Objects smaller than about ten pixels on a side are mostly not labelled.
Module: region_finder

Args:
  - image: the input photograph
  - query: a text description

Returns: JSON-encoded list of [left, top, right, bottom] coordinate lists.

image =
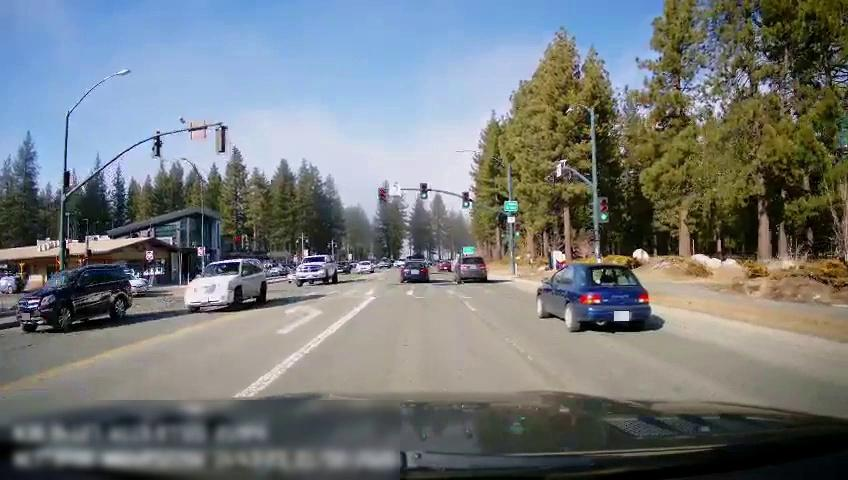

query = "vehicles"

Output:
[[452, 257, 489, 284], [336, 262, 352, 276], [537, 263, 652, 332], [295, 256, 338, 287], [400, 258, 430, 283], [0, 274, 23, 295], [437, 262, 451, 273], [125, 271, 152, 296], [378, 258, 394, 271], [14, 264, 133, 333], [185, 260, 268, 313], [356, 261, 373, 274]]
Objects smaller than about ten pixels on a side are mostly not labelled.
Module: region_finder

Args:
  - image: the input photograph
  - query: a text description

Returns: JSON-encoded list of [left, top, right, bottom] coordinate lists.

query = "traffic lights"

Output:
[[377, 184, 386, 201], [598, 198, 608, 223], [151, 137, 163, 157], [63, 239, 71, 258], [420, 183, 429, 199], [215, 127, 227, 154], [462, 191, 471, 208]]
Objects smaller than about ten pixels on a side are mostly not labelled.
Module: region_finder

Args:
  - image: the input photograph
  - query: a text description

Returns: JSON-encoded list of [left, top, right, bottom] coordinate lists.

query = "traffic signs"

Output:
[[504, 200, 519, 213], [388, 184, 402, 197], [463, 246, 476, 255]]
